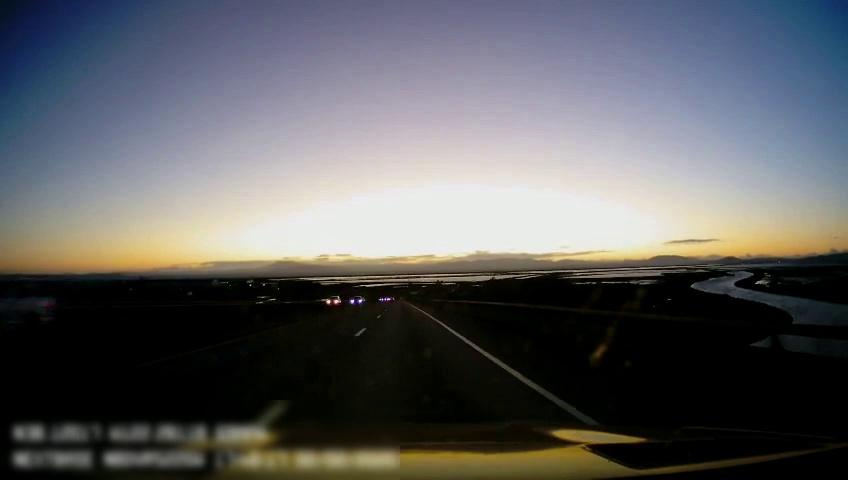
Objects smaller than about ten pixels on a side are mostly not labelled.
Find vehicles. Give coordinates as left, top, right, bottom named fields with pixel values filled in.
left=0, top=295, right=57, bottom=338
left=349, top=295, right=366, bottom=305
left=327, top=295, right=342, bottom=306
